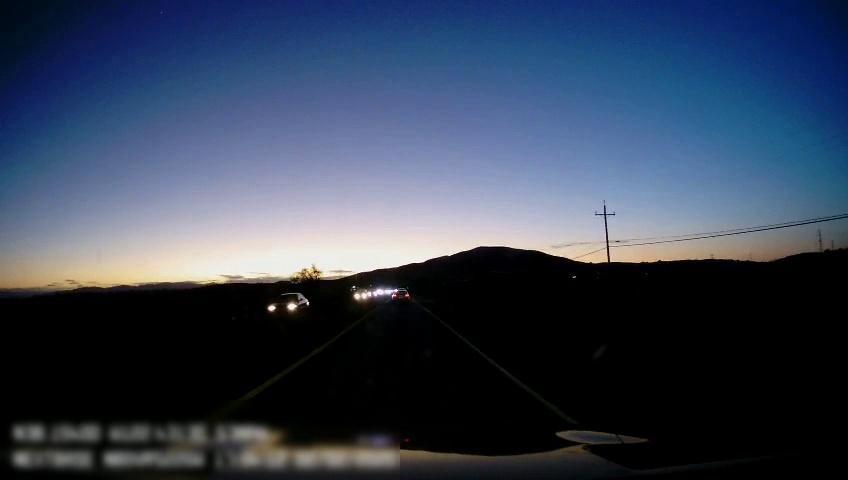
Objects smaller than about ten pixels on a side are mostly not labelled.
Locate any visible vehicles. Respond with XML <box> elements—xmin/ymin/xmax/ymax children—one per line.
<box><xmin>393</xmin><ymin>289</ymin><xmax>410</xmax><ymax>303</ymax></box>
<box><xmin>266</xmin><ymin>292</ymin><xmax>310</xmax><ymax>316</ymax></box>
<box><xmin>352</xmin><ymin>288</ymin><xmax>370</xmax><ymax>302</ymax></box>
